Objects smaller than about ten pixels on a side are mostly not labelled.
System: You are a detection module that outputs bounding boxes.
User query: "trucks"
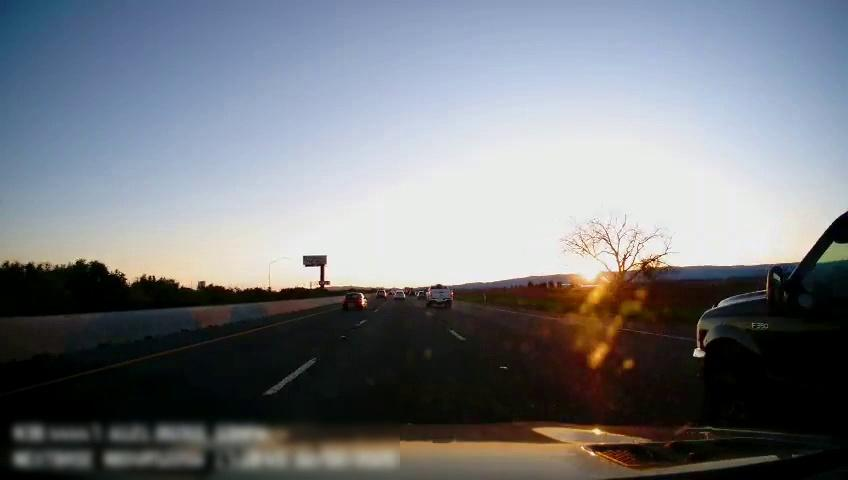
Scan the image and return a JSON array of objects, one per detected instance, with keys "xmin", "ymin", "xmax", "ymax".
[
  {"xmin": 692, "ymin": 210, "xmax": 848, "ymax": 439},
  {"xmin": 425, "ymin": 283, "xmax": 455, "ymax": 309}
]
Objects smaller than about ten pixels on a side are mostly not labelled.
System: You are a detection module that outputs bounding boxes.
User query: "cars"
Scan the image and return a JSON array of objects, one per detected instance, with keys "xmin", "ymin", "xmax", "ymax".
[
  {"xmin": 393, "ymin": 290, "xmax": 406, "ymax": 301},
  {"xmin": 342, "ymin": 291, "xmax": 368, "ymax": 312}
]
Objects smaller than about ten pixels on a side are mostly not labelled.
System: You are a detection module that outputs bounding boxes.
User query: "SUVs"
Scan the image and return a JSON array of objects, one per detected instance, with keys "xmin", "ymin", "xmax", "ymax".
[{"xmin": 375, "ymin": 289, "xmax": 387, "ymax": 300}]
